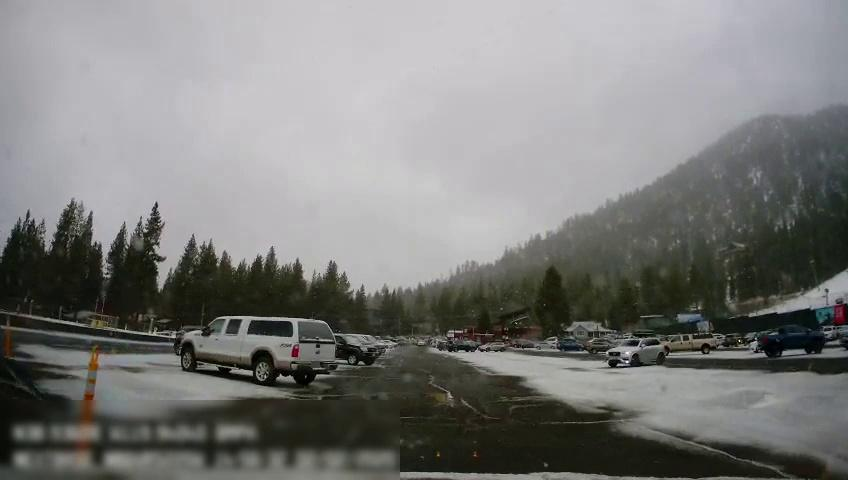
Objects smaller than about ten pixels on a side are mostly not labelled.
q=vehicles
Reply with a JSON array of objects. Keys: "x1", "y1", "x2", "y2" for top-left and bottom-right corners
[
  {"x1": 447, "y1": 339, "x2": 474, "y2": 352},
  {"x1": 556, "y1": 337, "x2": 584, "y2": 352},
  {"x1": 757, "y1": 321, "x2": 826, "y2": 357},
  {"x1": 362, "y1": 334, "x2": 386, "y2": 357},
  {"x1": 606, "y1": 339, "x2": 666, "y2": 369},
  {"x1": 334, "y1": 333, "x2": 377, "y2": 366},
  {"x1": 476, "y1": 342, "x2": 504, "y2": 353},
  {"x1": 824, "y1": 325, "x2": 841, "y2": 342},
  {"x1": 586, "y1": 337, "x2": 619, "y2": 355},
  {"x1": 173, "y1": 331, "x2": 184, "y2": 356},
  {"x1": 179, "y1": 316, "x2": 339, "y2": 386},
  {"x1": 750, "y1": 336, "x2": 758, "y2": 353},
  {"x1": 659, "y1": 334, "x2": 717, "y2": 355}
]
